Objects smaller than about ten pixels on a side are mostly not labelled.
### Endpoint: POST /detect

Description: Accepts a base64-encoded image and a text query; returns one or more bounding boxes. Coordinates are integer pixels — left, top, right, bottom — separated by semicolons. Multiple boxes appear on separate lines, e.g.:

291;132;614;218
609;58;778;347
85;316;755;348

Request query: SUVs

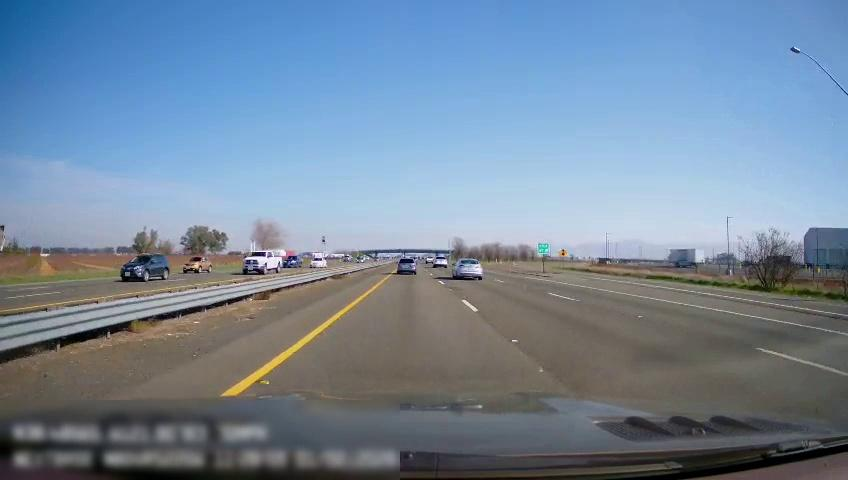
120;255;171;283
309;256;327;269
396;257;418;275
283;255;303;268
433;255;448;268
182;256;213;274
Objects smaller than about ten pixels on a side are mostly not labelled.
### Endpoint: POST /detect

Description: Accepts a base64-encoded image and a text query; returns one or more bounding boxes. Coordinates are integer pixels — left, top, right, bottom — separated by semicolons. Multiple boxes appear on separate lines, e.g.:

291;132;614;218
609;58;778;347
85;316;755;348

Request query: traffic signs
537;241;550;255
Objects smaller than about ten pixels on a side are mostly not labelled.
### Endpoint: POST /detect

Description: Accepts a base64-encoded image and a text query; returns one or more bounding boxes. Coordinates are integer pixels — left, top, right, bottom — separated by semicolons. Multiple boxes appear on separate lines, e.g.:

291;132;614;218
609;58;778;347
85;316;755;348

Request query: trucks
242;250;283;276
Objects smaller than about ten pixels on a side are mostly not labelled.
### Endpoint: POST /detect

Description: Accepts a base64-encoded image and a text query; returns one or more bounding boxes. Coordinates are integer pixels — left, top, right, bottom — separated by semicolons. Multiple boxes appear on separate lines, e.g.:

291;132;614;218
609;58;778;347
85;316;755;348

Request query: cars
450;258;483;280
